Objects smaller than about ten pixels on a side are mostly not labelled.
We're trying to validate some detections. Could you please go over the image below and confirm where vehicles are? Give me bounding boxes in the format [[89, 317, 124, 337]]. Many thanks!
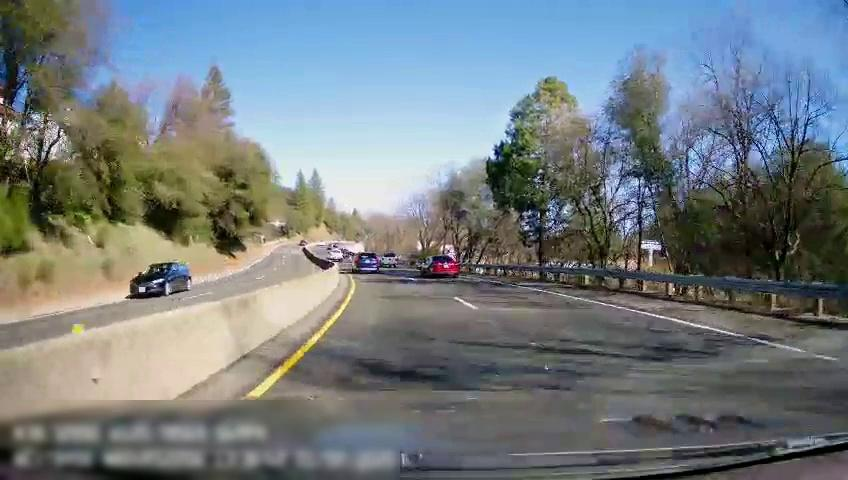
[[419, 255, 460, 278], [377, 252, 398, 268], [352, 251, 380, 273], [129, 261, 194, 299], [342, 250, 356, 260], [325, 248, 344, 262]]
